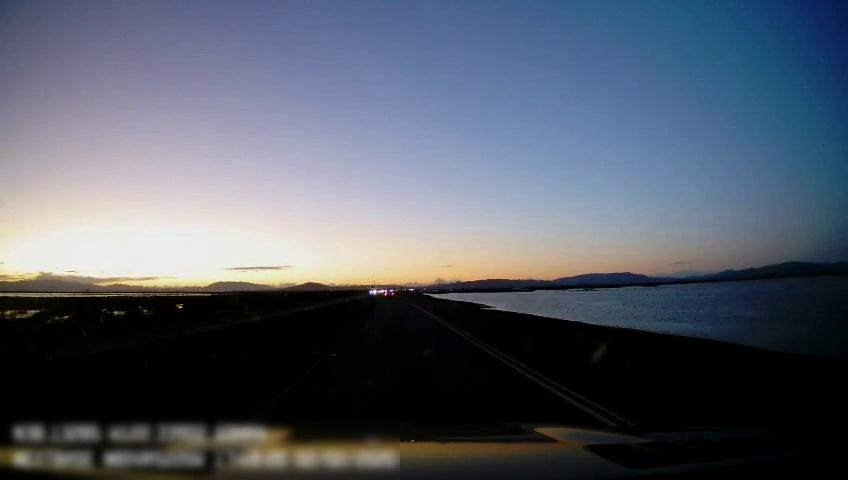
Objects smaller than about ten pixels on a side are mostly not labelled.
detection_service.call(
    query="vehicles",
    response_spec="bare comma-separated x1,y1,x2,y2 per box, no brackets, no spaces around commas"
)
384,290,395,298
368,285,377,297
